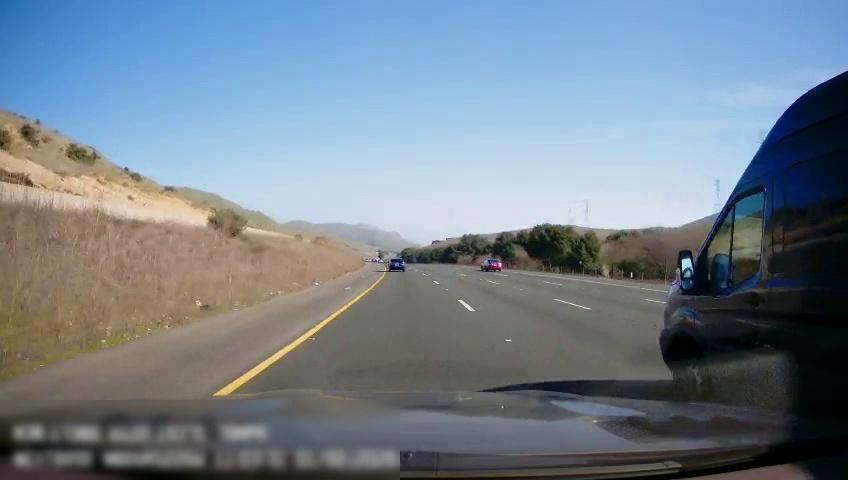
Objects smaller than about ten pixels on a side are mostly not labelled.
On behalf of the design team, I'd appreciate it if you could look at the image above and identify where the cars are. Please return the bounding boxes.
[388,257,406,272]
[480,257,503,272]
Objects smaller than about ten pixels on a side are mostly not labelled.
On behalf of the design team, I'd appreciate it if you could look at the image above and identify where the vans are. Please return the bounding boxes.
[657,68,848,411]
